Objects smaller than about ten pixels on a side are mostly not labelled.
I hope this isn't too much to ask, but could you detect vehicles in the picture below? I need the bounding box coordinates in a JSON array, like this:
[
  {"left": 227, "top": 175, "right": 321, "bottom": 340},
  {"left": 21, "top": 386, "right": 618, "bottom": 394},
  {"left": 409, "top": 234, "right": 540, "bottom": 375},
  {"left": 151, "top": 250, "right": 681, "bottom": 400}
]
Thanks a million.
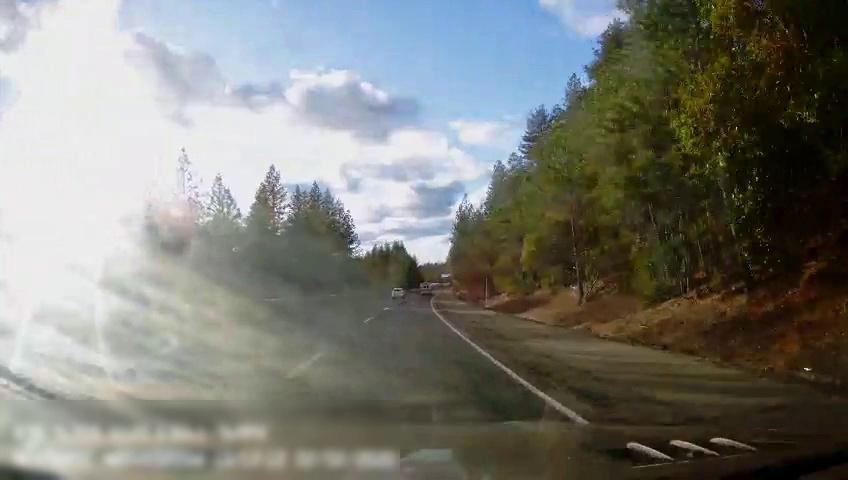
[
  {"left": 419, "top": 282, "right": 434, "bottom": 297},
  {"left": 390, "top": 287, "right": 406, "bottom": 301}
]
